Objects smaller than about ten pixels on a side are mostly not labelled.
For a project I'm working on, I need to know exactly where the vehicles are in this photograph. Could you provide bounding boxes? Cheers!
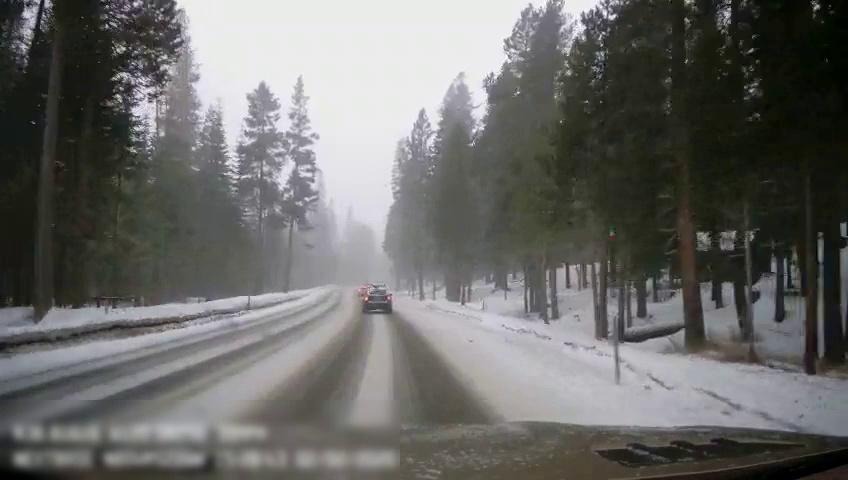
[362,284,393,313]
[357,285,370,296]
